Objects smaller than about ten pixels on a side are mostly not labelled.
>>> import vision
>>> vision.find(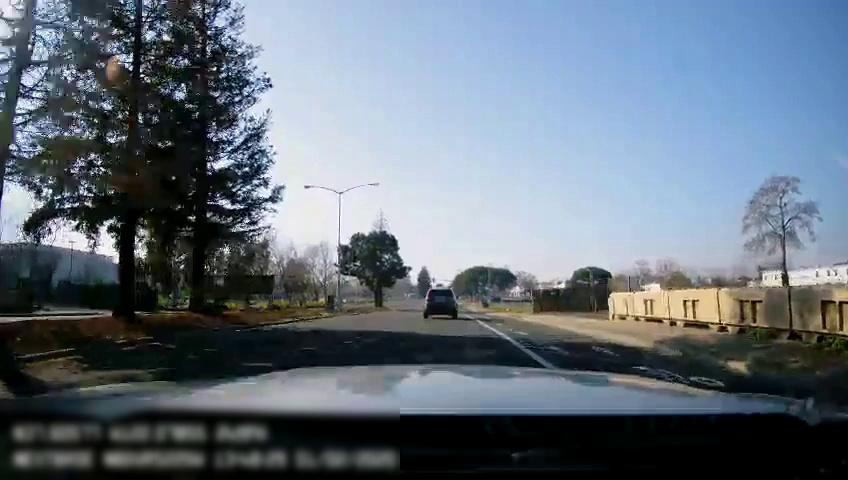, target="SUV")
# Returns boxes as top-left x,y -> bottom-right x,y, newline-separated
423,288 -> 458,319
